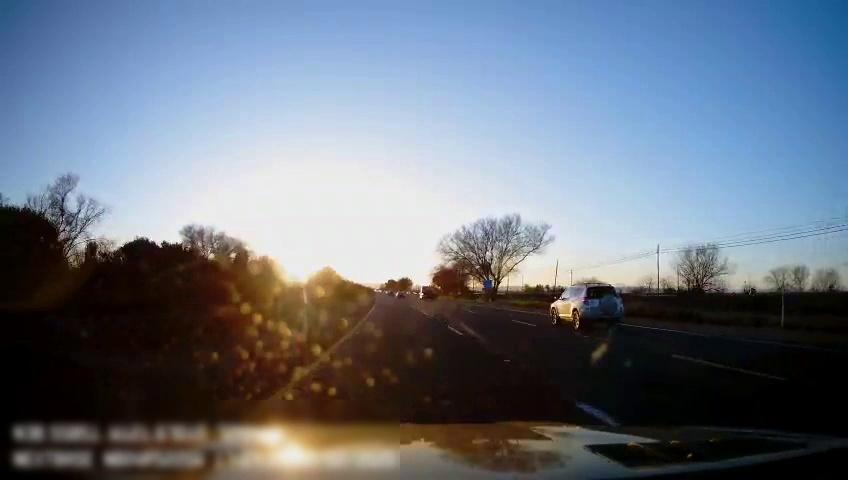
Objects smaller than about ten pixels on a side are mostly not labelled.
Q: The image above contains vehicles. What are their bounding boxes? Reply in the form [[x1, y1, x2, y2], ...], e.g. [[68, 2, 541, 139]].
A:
[[549, 283, 624, 332], [420, 287, 438, 300]]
